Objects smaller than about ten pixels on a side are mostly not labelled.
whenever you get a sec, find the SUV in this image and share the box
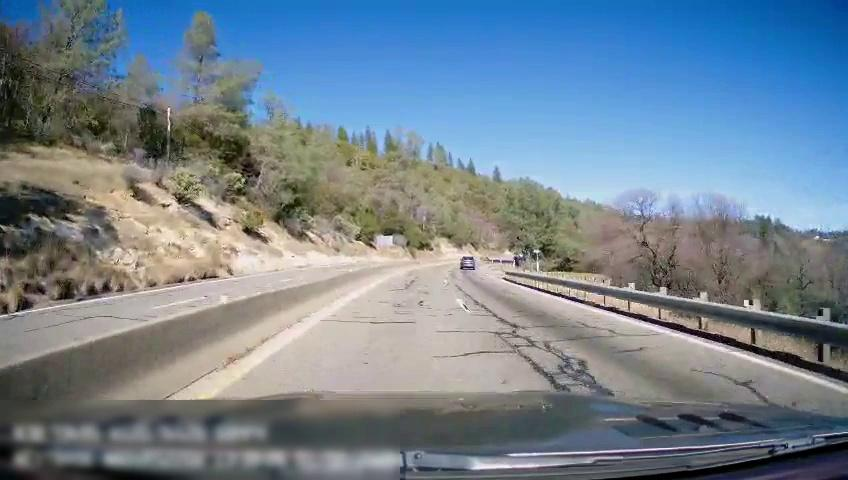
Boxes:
[460,255,476,270]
